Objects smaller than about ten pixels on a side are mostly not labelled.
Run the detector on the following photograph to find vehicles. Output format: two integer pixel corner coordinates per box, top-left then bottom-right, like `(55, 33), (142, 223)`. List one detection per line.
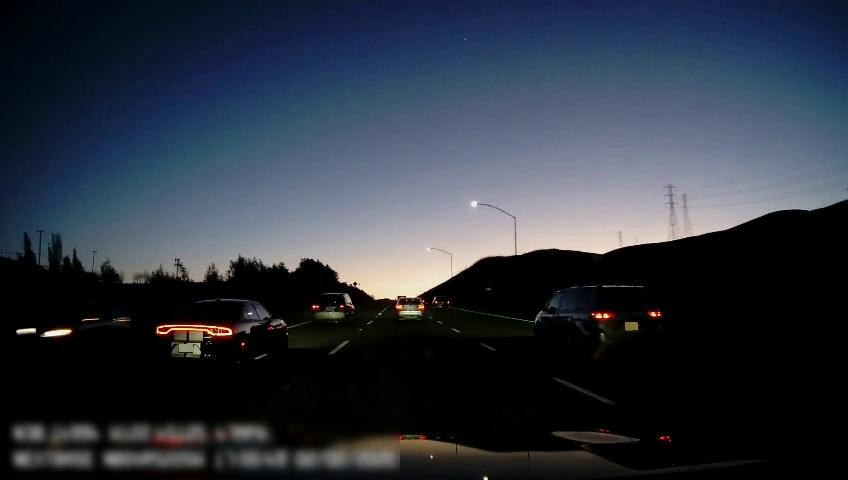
(533, 285), (665, 354)
(394, 297), (425, 324)
(14, 300), (132, 348)
(153, 297), (290, 376)
(431, 295), (452, 310)
(312, 292), (355, 326)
